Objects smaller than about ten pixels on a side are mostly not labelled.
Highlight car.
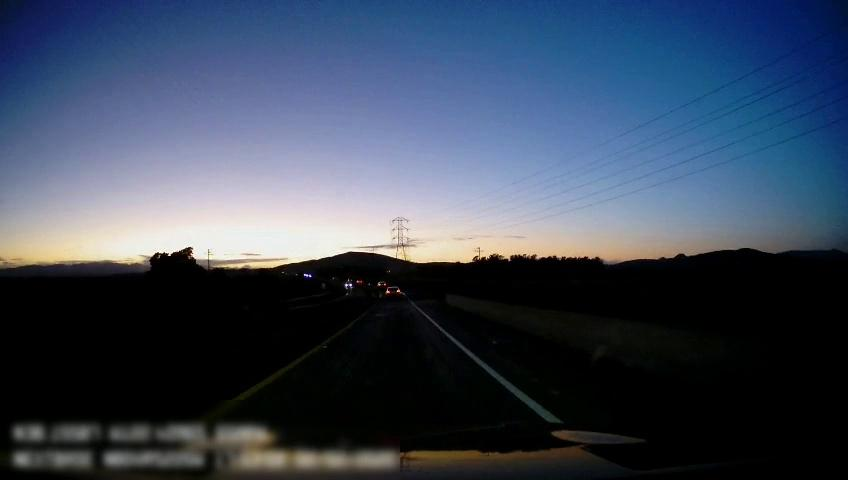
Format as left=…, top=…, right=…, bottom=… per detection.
left=384, top=286, right=402, bottom=301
